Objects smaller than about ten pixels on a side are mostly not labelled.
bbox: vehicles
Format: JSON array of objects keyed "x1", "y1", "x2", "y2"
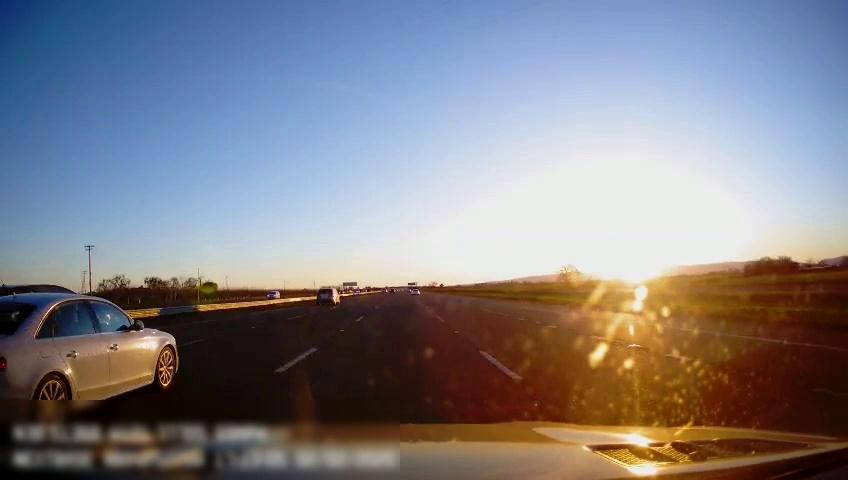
[
  {"x1": 0, "y1": 292, "x2": 179, "y2": 440},
  {"x1": 267, "y1": 291, "x2": 281, "y2": 300},
  {"x1": 0, "y1": 283, "x2": 79, "y2": 297},
  {"x1": 316, "y1": 287, "x2": 341, "y2": 306}
]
